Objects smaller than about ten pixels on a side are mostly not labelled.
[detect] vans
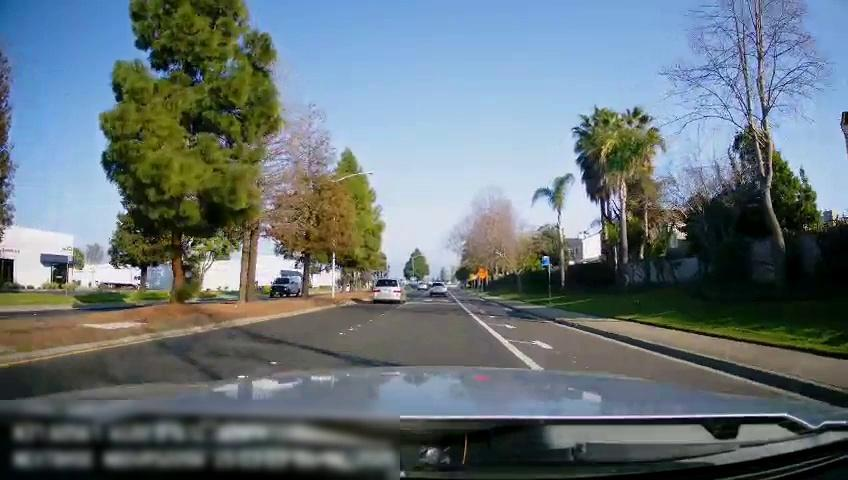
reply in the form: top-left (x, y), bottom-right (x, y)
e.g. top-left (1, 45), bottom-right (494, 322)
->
top-left (269, 275), bottom-right (303, 298)
top-left (370, 278), bottom-right (407, 305)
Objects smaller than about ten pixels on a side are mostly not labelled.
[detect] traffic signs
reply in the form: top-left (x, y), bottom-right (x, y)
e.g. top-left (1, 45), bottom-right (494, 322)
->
top-left (477, 267), bottom-right (488, 280)
top-left (541, 255), bottom-right (550, 267)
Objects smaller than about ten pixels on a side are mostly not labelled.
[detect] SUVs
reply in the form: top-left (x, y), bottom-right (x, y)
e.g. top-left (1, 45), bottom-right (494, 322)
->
top-left (428, 281), bottom-right (448, 298)
top-left (416, 281), bottom-right (429, 291)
